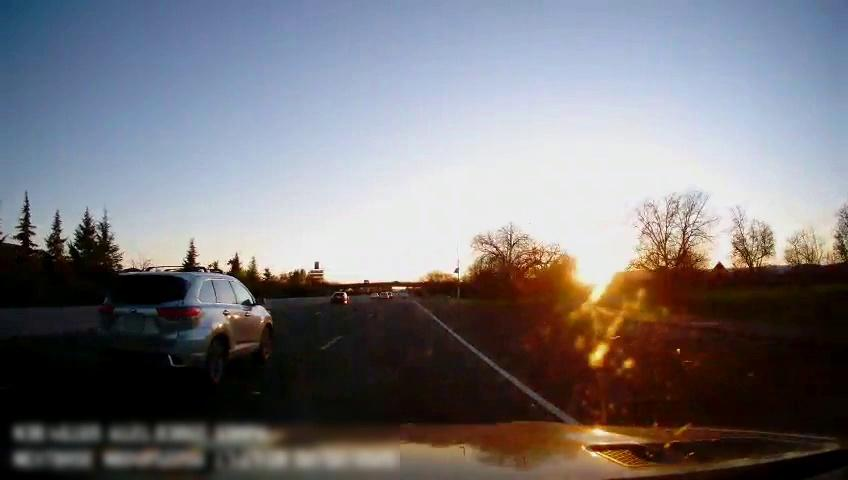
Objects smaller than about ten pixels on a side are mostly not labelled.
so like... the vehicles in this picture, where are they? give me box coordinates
[378,291,390,301]
[92,266,275,388]
[331,291,351,305]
